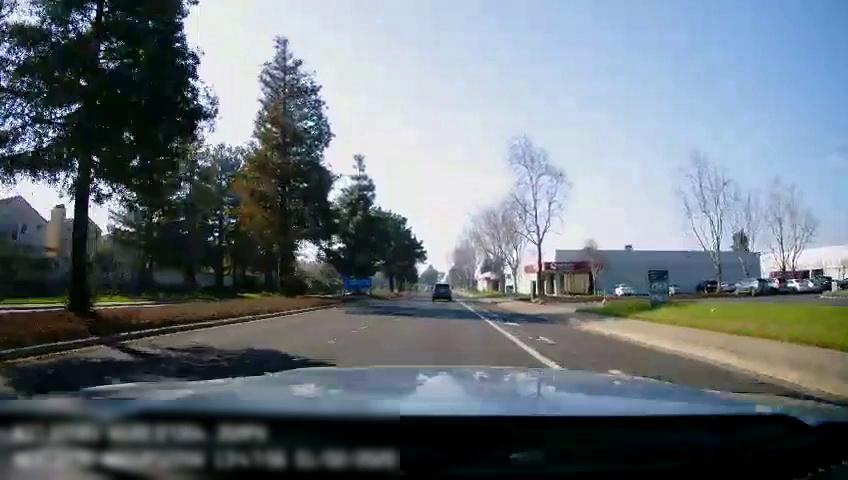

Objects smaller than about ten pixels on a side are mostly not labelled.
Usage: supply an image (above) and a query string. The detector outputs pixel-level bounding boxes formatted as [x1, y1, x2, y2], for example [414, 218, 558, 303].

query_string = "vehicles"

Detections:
[704, 279, 738, 296]
[728, 277, 769, 296]
[766, 277, 788, 295]
[787, 278, 809, 296]
[432, 284, 452, 302]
